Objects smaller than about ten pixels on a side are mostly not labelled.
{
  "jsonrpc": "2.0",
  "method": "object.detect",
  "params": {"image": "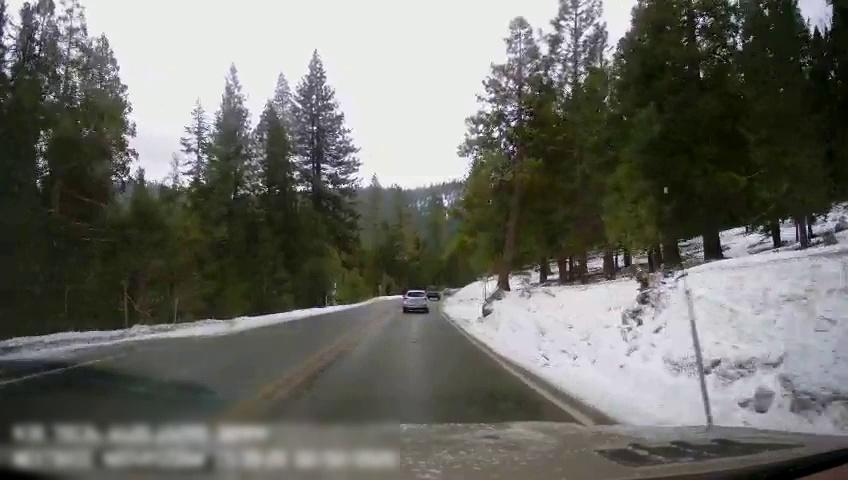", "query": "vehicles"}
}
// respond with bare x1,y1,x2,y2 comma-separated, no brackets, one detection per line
403,290,429,313
426,286,441,300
